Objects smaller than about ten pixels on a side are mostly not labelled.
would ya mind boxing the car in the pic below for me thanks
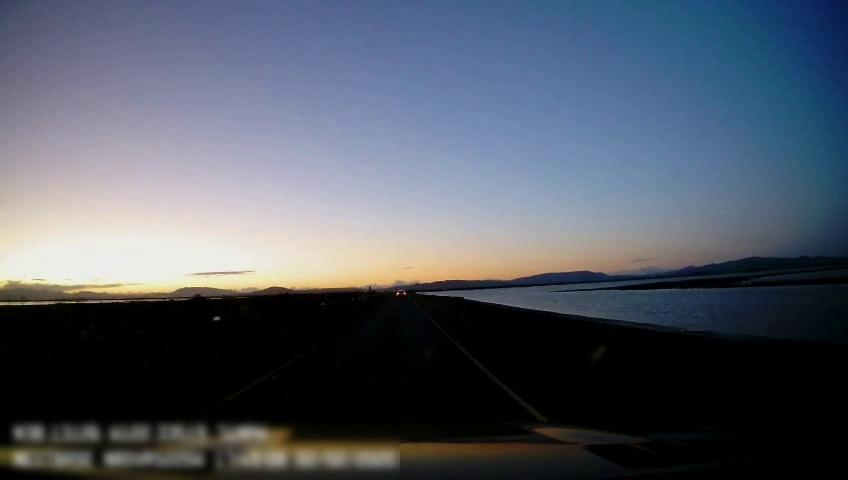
[395,289,407,298]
